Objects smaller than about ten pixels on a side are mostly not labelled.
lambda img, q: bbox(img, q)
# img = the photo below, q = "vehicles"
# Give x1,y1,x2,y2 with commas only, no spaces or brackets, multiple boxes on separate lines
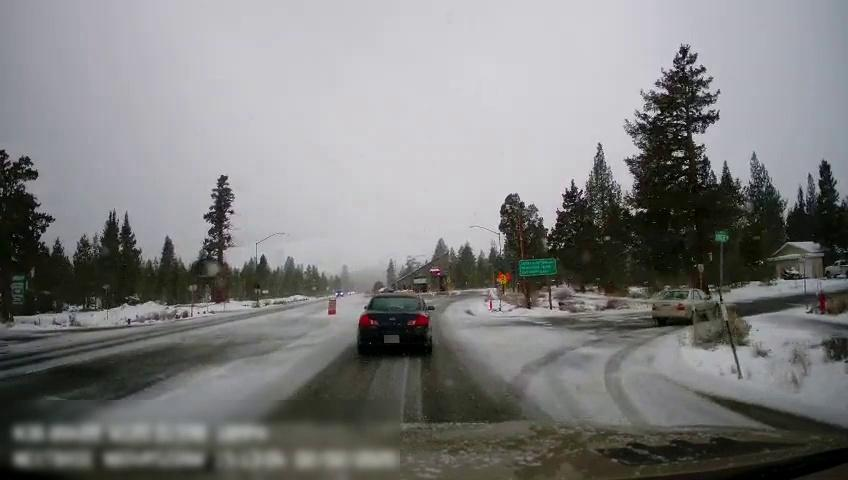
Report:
377,287,394,295
824,260,848,278
357,294,435,355
652,289,721,326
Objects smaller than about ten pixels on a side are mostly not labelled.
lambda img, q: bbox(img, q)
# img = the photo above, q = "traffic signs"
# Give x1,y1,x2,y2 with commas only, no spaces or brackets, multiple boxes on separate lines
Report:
519,258,557,276
715,234,729,241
